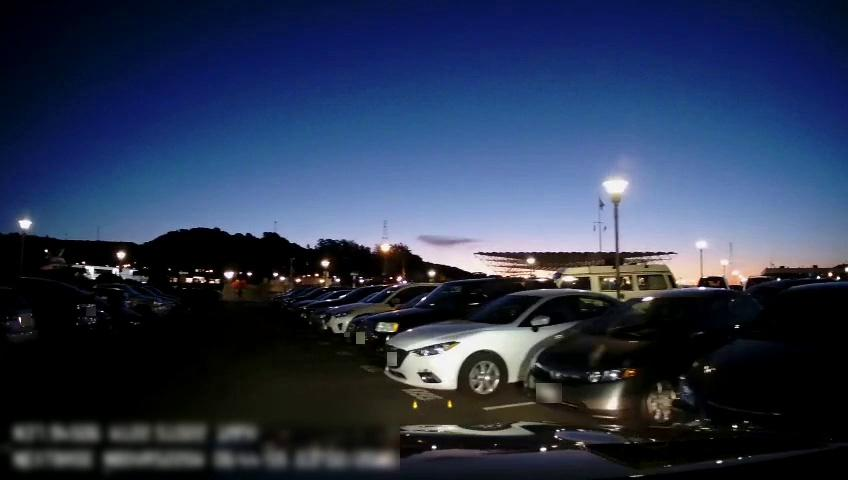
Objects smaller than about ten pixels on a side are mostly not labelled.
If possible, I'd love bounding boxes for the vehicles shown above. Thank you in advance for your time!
[382,288,624,402]
[674,282,848,438]
[0,286,40,350]
[696,276,727,289]
[126,283,180,315]
[95,282,167,321]
[298,284,392,325]
[81,289,144,329]
[308,306,334,334]
[0,278,111,337]
[351,275,527,358]
[551,264,679,303]
[142,284,182,314]
[324,281,444,341]
[524,286,767,427]
[79,286,132,316]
